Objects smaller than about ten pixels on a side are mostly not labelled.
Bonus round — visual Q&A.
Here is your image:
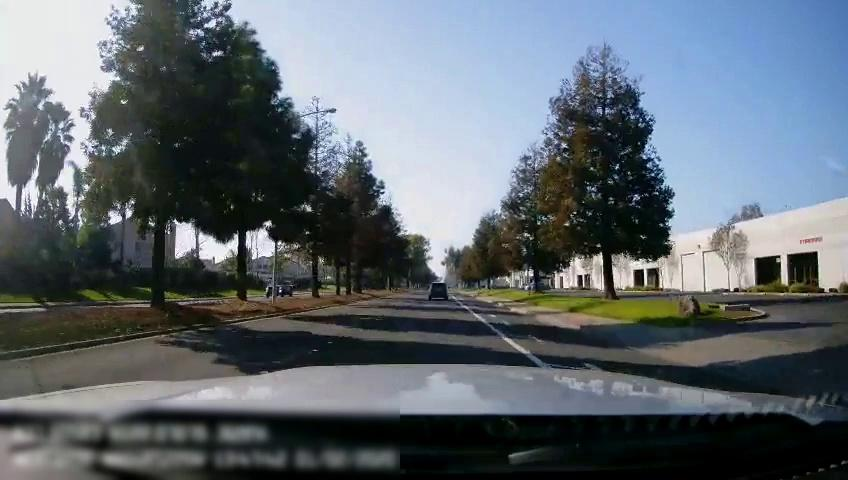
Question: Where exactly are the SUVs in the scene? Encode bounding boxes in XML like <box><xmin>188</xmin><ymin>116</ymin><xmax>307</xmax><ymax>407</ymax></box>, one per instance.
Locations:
<box><xmin>265</xmin><ymin>279</ymin><xmax>297</xmax><ymax>298</ymax></box>
<box><xmin>428</xmin><ymin>281</ymin><xmax>449</xmax><ymax>300</ymax></box>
